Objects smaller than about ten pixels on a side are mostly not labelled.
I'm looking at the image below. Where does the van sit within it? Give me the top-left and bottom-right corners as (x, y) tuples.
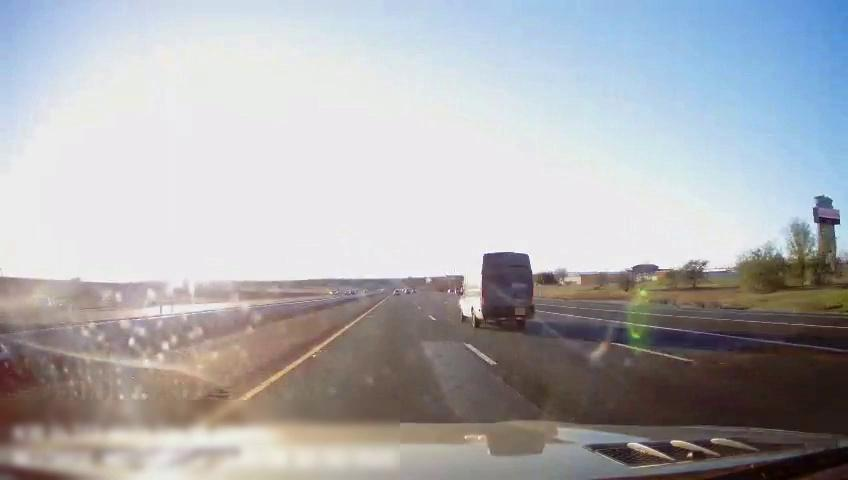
(456, 252), (535, 331)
